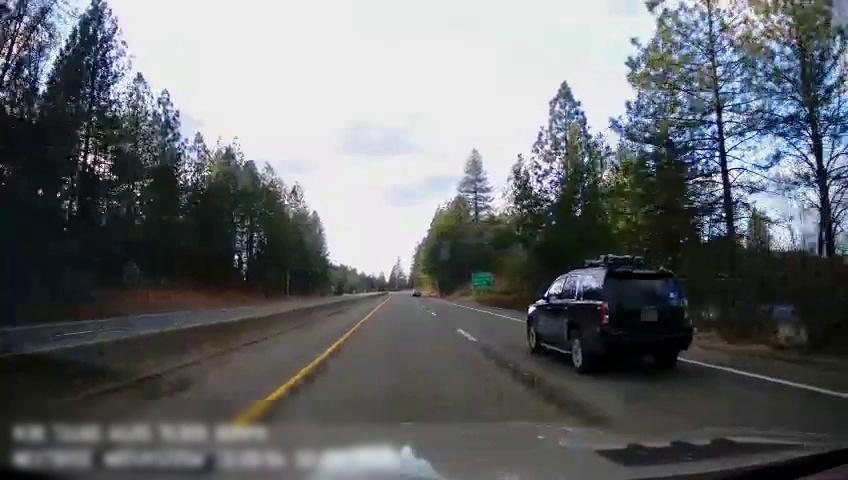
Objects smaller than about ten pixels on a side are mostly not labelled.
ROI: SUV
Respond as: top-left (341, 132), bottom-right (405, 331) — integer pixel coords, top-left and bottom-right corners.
top-left (525, 253), bottom-right (695, 373)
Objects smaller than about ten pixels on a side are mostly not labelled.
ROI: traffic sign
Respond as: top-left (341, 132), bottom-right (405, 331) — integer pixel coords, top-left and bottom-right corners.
top-left (471, 272), bottom-right (495, 290)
